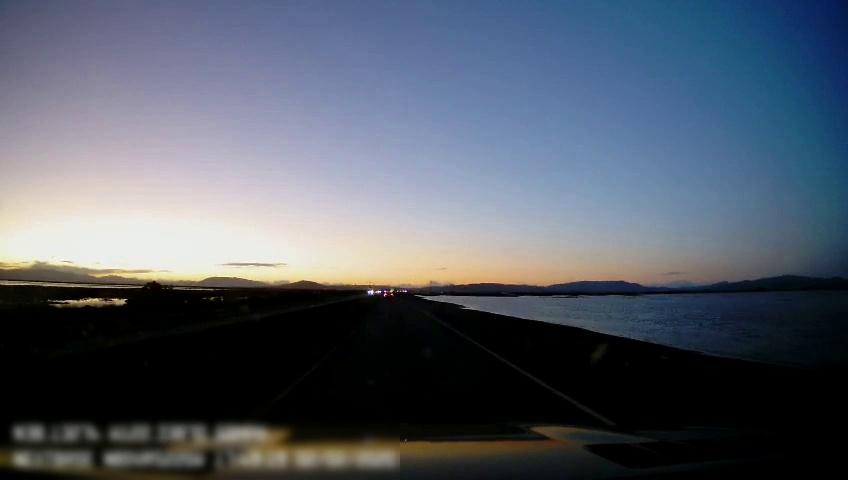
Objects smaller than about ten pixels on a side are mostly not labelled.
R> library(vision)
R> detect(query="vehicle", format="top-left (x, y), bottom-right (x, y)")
top-left (383, 290), bottom-right (394, 298)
